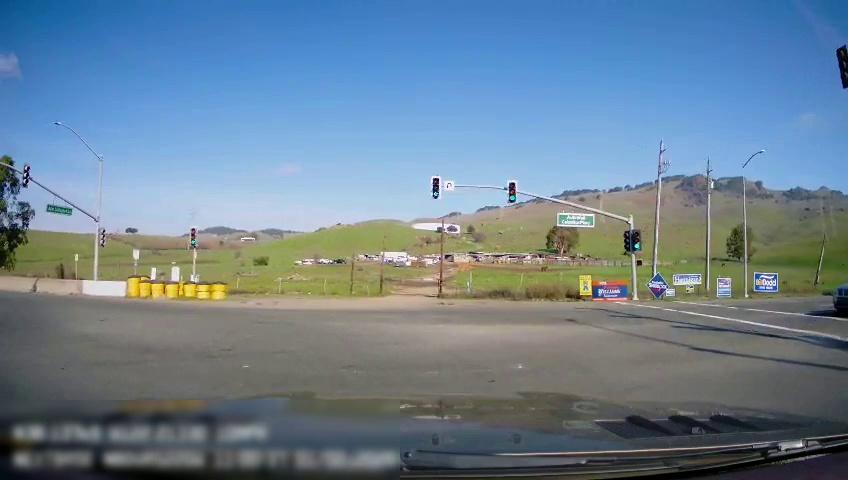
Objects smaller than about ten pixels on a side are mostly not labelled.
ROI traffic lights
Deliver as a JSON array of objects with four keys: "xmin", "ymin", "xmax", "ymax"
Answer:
[
  {"xmin": 96, "ymin": 226, "xmax": 107, "ymax": 248},
  {"xmin": 20, "ymin": 163, "xmax": 32, "ymax": 188},
  {"xmin": 506, "ymin": 179, "xmax": 519, "ymax": 204},
  {"xmin": 623, "ymin": 229, "xmax": 632, "ymax": 253},
  {"xmin": 430, "ymin": 175, "xmax": 442, "ymax": 201},
  {"xmin": 629, "ymin": 228, "xmax": 643, "ymax": 253},
  {"xmin": 189, "ymin": 226, "xmax": 199, "ymax": 248},
  {"xmin": 835, "ymin": 43, "xmax": 848, "ymax": 90}
]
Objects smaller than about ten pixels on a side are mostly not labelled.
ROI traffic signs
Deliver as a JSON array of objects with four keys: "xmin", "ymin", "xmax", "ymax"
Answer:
[
  {"xmin": 131, "ymin": 247, "xmax": 141, "ymax": 261},
  {"xmin": 555, "ymin": 212, "xmax": 597, "ymax": 229},
  {"xmin": 443, "ymin": 180, "xmax": 455, "ymax": 191},
  {"xmin": 45, "ymin": 202, "xmax": 74, "ymax": 217}
]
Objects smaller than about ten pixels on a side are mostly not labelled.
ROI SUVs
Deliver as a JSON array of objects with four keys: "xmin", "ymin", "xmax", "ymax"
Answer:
[{"xmin": 830, "ymin": 282, "xmax": 848, "ymax": 316}]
